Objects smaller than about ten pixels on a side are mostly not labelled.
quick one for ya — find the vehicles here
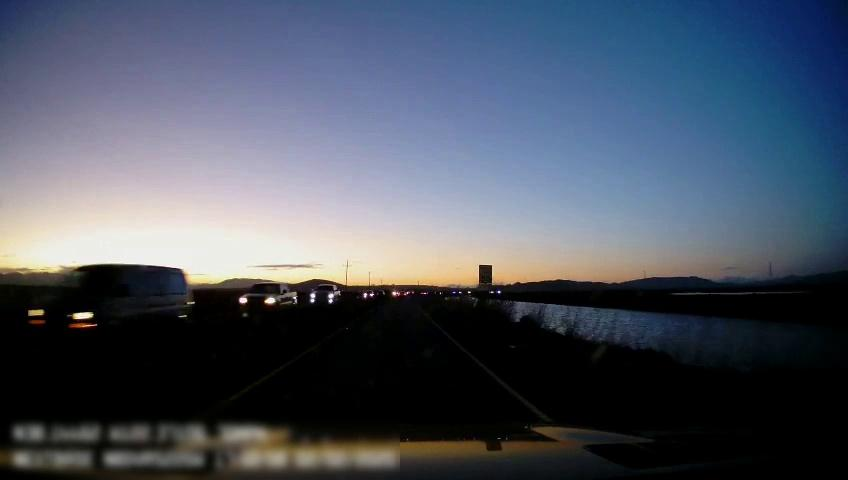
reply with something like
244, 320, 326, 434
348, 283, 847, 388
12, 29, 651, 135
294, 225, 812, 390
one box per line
308, 284, 342, 307
361, 290, 377, 301
237, 282, 299, 318
20, 263, 193, 354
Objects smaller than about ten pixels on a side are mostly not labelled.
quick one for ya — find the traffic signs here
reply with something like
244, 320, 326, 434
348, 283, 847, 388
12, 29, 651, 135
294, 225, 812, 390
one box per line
479, 264, 493, 283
